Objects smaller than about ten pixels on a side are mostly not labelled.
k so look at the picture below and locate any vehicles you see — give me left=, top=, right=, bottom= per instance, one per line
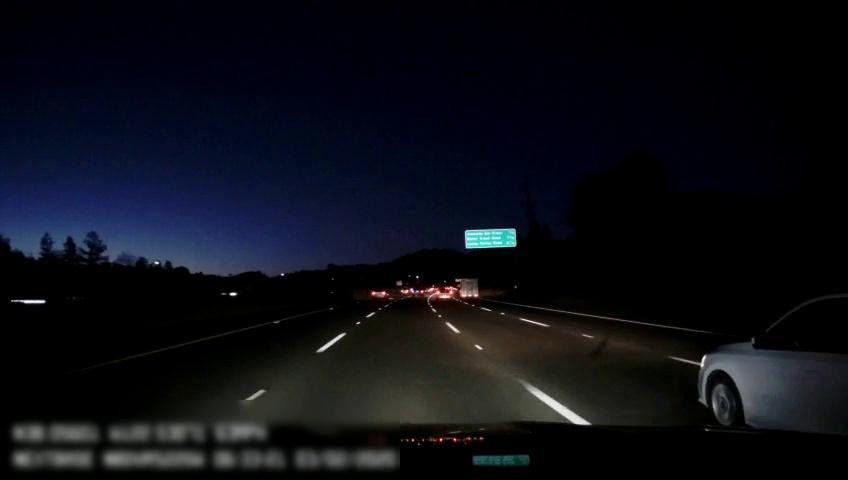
left=696, top=291, right=848, bottom=435
left=370, top=285, right=389, bottom=302
left=436, top=288, right=452, bottom=301
left=459, top=278, right=479, bottom=301
left=220, top=289, right=240, bottom=298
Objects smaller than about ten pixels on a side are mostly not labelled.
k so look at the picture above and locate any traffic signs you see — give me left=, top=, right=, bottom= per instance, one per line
left=464, top=228, right=517, bottom=248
